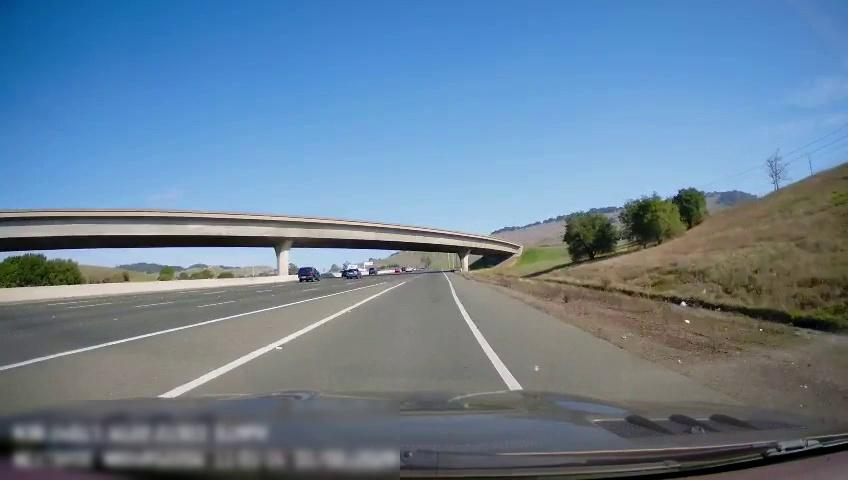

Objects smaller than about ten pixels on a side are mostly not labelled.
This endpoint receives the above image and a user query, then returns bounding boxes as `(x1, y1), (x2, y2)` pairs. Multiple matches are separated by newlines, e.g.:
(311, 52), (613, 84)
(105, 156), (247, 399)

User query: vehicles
(297, 266), (320, 283)
(345, 268), (363, 280)
(342, 264), (359, 272)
